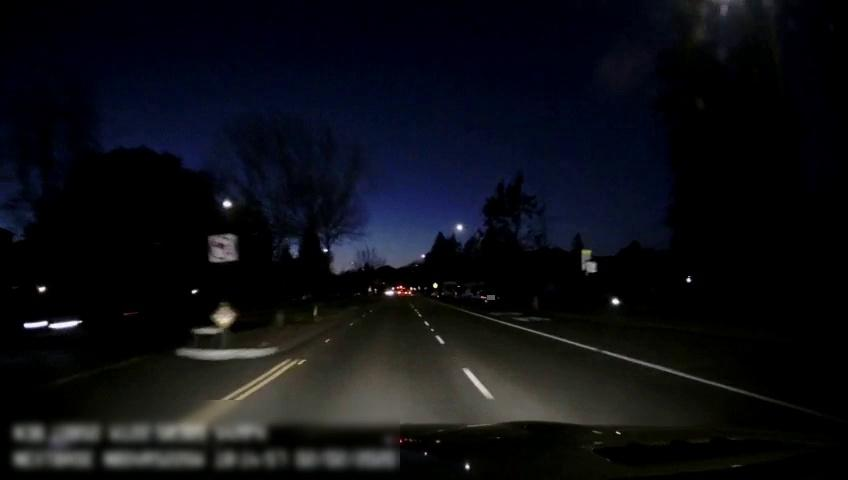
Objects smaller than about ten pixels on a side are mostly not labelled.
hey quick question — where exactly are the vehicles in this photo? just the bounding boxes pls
[473,288,500,307]
[460,287,481,305]
[22,294,140,348]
